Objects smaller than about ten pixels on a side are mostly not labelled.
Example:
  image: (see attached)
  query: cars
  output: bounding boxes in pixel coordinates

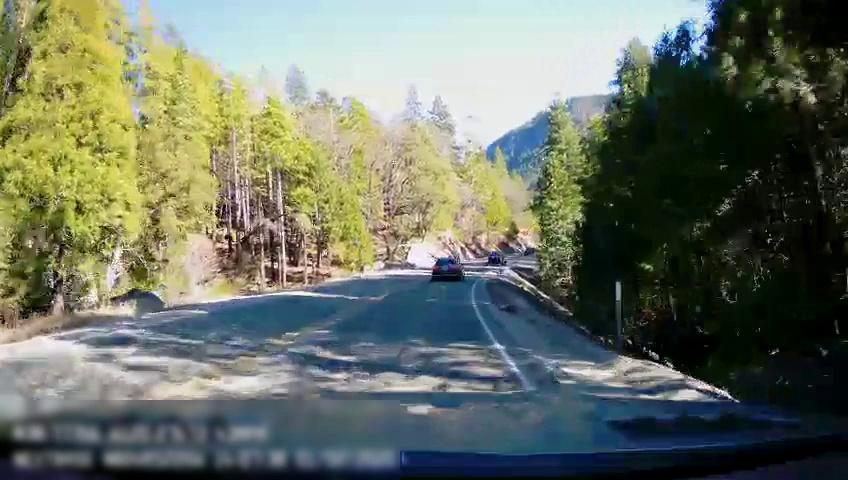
[487,250,504,265]
[431,256,465,282]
